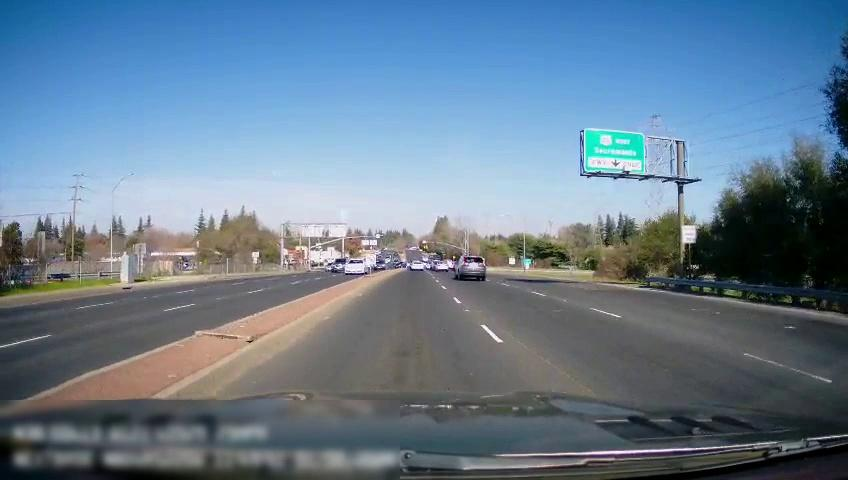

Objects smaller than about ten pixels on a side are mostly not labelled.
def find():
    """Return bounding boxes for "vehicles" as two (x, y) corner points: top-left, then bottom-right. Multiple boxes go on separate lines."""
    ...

(434, 261), (449, 272)
(372, 260), (387, 272)
(331, 258), (347, 273)
(344, 258), (368, 276)
(411, 261), (424, 271)
(454, 256), (486, 281)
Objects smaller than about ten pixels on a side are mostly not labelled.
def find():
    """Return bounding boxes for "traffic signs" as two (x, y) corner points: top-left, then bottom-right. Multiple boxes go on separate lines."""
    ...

(584, 127), (645, 175)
